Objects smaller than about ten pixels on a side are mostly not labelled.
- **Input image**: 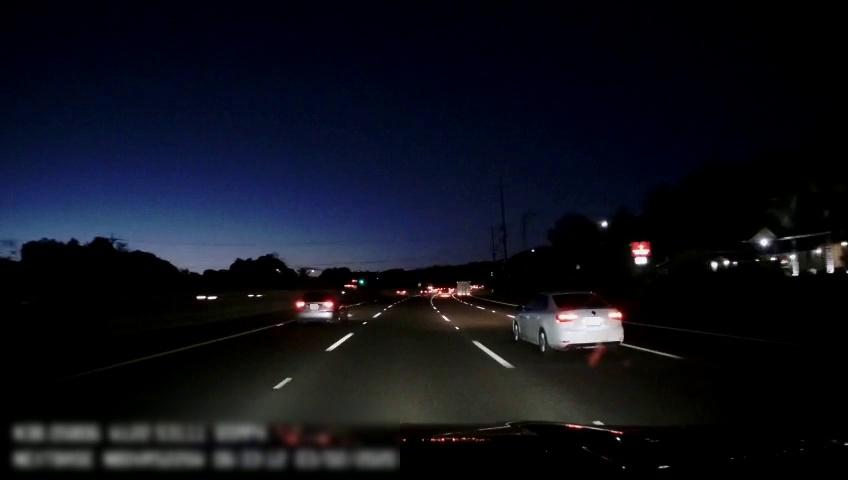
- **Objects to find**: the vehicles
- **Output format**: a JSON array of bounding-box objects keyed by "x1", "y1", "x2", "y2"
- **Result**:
[
  {"x1": 195, "y1": 292, "x2": 223, "y2": 303},
  {"x1": 439, "y1": 289, "x2": 451, "y2": 299},
  {"x1": 457, "y1": 280, "x2": 471, "y2": 299},
  {"x1": 512, "y1": 292, "x2": 623, "y2": 355},
  {"x1": 294, "y1": 289, "x2": 349, "y2": 328},
  {"x1": 247, "y1": 291, "x2": 268, "y2": 299}
]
